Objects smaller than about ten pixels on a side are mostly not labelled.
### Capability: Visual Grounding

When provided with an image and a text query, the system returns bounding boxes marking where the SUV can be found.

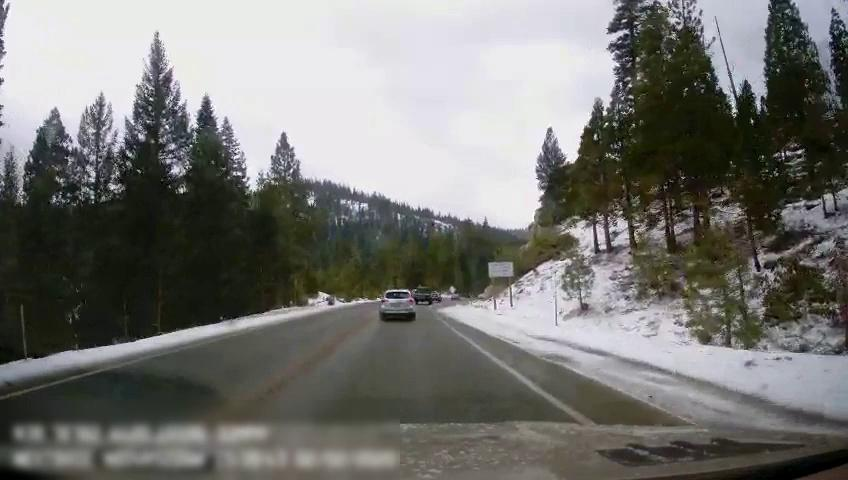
[380,289,416,320]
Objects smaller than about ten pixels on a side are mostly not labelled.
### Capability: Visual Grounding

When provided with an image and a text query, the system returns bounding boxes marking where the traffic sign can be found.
[488,262,514,277]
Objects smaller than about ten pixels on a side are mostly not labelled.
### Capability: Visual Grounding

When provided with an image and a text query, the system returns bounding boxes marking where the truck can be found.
[413,287,433,305]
